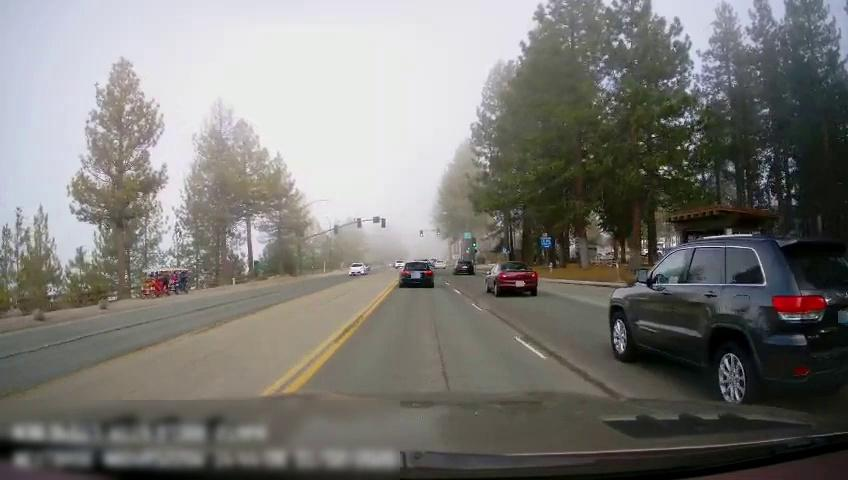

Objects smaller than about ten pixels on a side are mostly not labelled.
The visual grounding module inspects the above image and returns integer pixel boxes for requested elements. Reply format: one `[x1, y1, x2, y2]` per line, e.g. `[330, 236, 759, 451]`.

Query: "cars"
[435, 259, 447, 270]
[399, 260, 436, 288]
[349, 262, 367, 276]
[483, 261, 538, 298]
[453, 260, 475, 276]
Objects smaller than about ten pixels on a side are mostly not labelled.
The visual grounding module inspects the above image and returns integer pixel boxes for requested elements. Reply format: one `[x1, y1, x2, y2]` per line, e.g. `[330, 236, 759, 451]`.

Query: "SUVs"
[607, 238, 848, 402]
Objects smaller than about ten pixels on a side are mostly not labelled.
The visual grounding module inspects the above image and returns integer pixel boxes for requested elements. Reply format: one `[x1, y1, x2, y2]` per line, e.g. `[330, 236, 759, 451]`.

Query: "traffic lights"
[381, 218, 386, 229]
[356, 217, 362, 229]
[332, 224, 339, 235]
[472, 241, 478, 252]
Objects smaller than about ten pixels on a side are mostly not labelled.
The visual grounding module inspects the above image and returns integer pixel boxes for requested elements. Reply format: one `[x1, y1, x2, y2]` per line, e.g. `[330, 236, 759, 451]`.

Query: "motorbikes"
[170, 269, 190, 295]
[141, 270, 171, 298]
